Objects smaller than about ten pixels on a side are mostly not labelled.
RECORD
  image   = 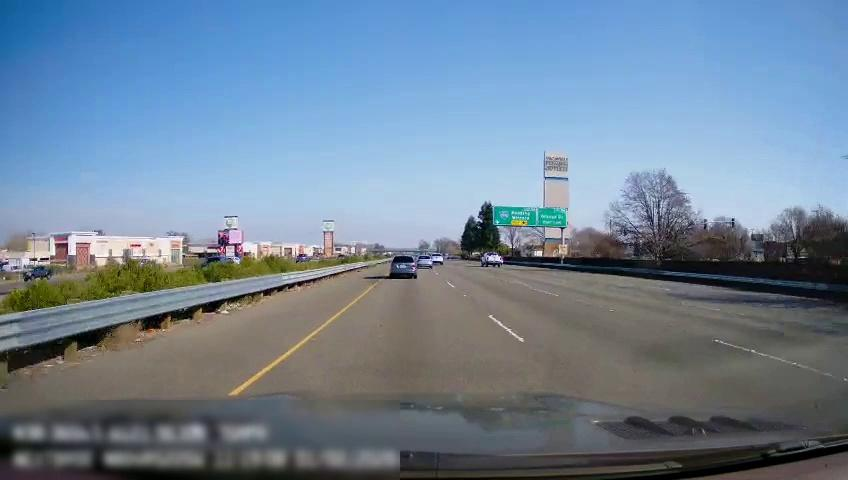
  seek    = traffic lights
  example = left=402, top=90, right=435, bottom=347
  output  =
left=703, top=219, right=708, bottom=230
left=731, top=217, right=736, bottom=229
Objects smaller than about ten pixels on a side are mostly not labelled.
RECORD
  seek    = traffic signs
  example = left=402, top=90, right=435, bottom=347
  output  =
left=492, top=206, right=568, bottom=229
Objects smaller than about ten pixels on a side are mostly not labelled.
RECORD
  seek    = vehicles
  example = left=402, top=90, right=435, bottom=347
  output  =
left=389, top=256, right=417, bottom=279
left=23, top=267, right=51, bottom=282
left=200, top=256, right=234, bottom=272
left=295, top=253, right=311, bottom=263
left=480, top=252, right=502, bottom=268
left=416, top=255, right=433, bottom=270
left=430, top=253, right=443, bottom=265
